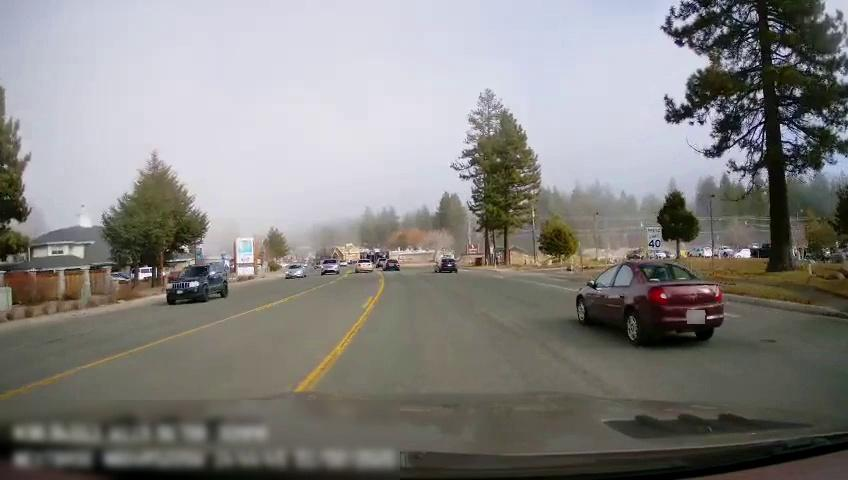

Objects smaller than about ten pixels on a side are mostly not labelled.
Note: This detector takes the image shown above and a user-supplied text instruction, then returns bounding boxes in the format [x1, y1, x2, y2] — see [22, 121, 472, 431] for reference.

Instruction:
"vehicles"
[135, 266, 166, 282]
[624, 250, 643, 261]
[165, 263, 229, 305]
[110, 272, 130, 283]
[714, 246, 733, 258]
[383, 258, 401, 272]
[734, 249, 751, 259]
[376, 258, 387, 268]
[432, 255, 458, 274]
[687, 246, 713, 258]
[573, 259, 725, 346]
[321, 259, 340, 275]
[286, 264, 304, 279]
[356, 259, 372, 272]
[750, 243, 775, 259]
[646, 250, 667, 260]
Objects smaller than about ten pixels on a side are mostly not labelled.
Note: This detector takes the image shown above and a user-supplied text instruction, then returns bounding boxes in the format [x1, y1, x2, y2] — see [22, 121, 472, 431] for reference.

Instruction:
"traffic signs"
[647, 225, 664, 249]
